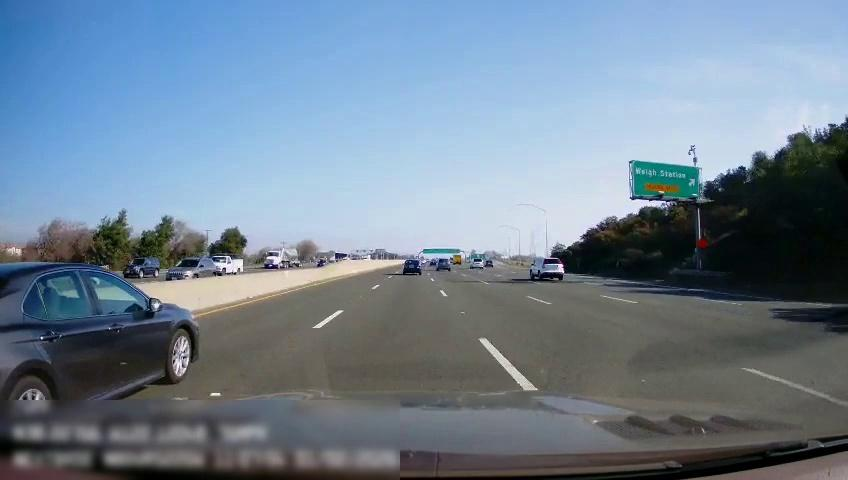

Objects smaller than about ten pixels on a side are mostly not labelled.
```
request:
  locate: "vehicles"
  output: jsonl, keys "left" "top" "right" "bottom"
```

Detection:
{"left": 164, "top": 255, "right": 223, "bottom": 282}
{"left": 123, "top": 256, "right": 161, "bottom": 279}
{"left": 436, "top": 258, "right": 451, "bottom": 272}
{"left": 263, "top": 247, "right": 300, "bottom": 271}
{"left": 469, "top": 258, "right": 484, "bottom": 270}
{"left": 358, "top": 254, "right": 371, "bottom": 261}
{"left": 528, "top": 257, "right": 565, "bottom": 281}
{"left": 209, "top": 255, "right": 244, "bottom": 276}
{"left": 316, "top": 257, "right": 329, "bottom": 269}
{"left": 403, "top": 259, "right": 422, "bottom": 276}
{"left": 0, "top": 260, "right": 202, "bottom": 417}
{"left": 453, "top": 255, "right": 462, "bottom": 266}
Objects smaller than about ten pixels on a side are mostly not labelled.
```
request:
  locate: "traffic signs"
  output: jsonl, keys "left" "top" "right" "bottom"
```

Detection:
{"left": 374, "top": 248, "right": 385, "bottom": 254}
{"left": 631, "top": 158, "right": 701, "bottom": 199}
{"left": 422, "top": 248, "right": 461, "bottom": 254}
